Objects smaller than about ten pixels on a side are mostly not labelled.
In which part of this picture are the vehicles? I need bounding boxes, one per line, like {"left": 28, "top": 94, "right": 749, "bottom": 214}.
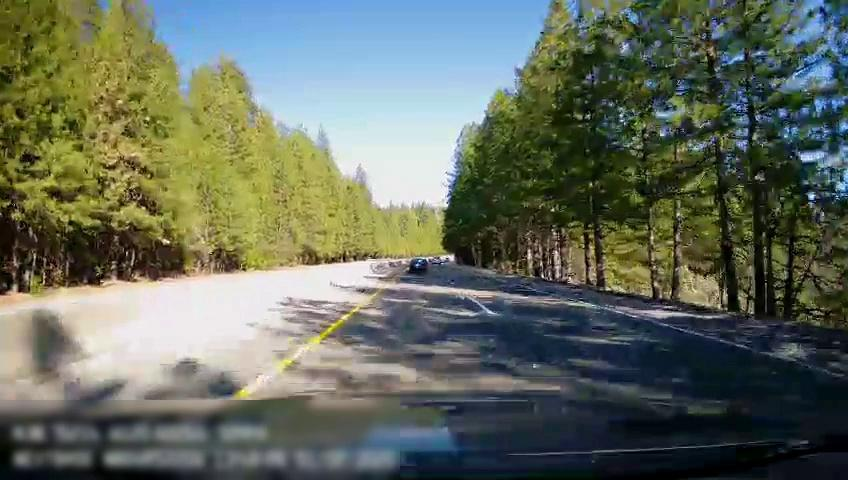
{"left": 431, "top": 255, "right": 443, "bottom": 265}
{"left": 408, "top": 256, "right": 430, "bottom": 273}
